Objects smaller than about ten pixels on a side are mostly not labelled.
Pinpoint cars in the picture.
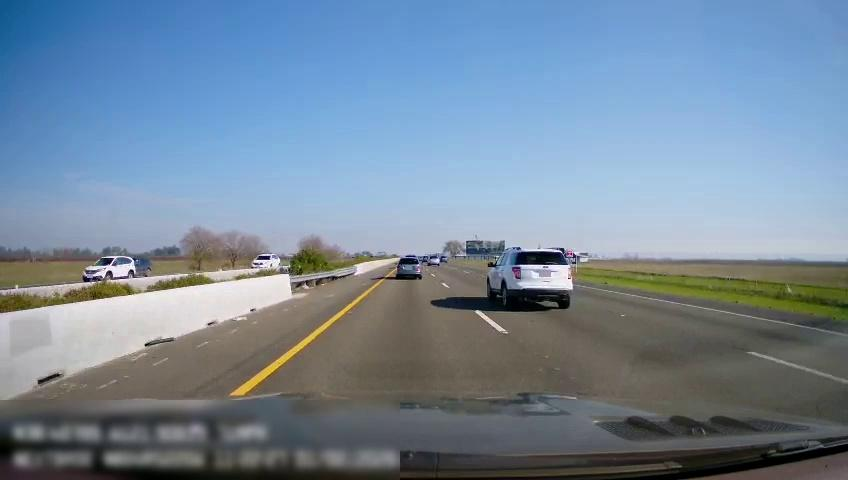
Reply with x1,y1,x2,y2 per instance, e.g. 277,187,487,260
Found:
395,257,424,280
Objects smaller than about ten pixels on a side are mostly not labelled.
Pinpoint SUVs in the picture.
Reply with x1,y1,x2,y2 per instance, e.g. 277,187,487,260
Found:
427,256,441,266
486,249,573,312
129,255,152,277
81,256,135,284
251,254,280,269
